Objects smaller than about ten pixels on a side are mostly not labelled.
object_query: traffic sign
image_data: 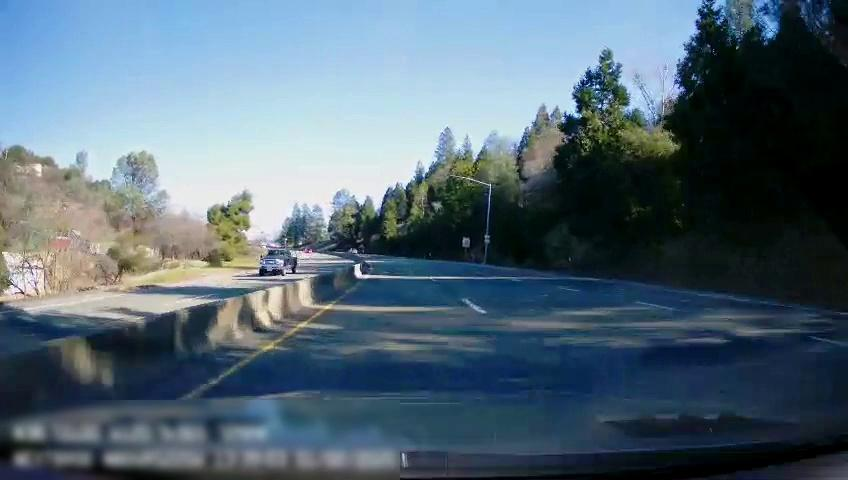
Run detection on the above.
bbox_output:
[461,235,471,249]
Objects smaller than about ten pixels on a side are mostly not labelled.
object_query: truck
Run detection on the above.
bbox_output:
[258,248,298,277]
